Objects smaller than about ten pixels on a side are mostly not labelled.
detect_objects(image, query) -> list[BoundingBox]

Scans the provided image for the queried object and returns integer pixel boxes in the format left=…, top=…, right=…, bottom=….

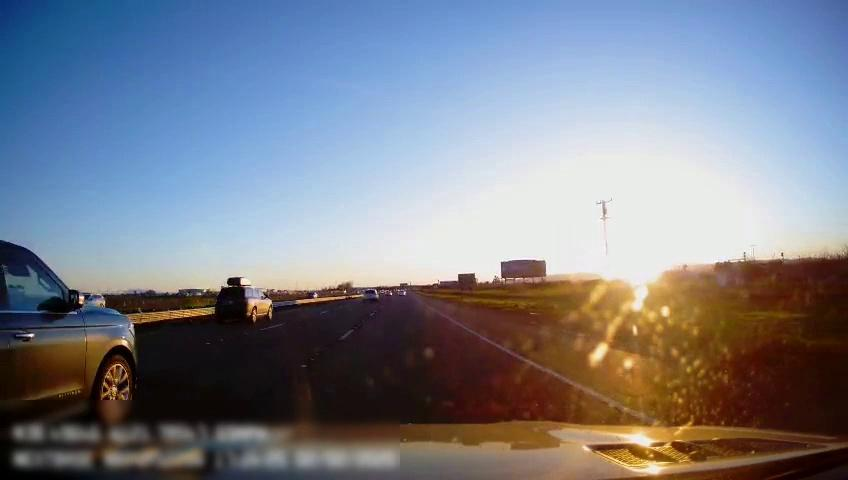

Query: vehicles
left=214, top=277, right=274, bottom=326
left=79, top=293, right=105, bottom=307
left=305, top=291, right=319, bottom=299
left=362, top=289, right=379, bottom=303
left=0, top=240, right=139, bottom=442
